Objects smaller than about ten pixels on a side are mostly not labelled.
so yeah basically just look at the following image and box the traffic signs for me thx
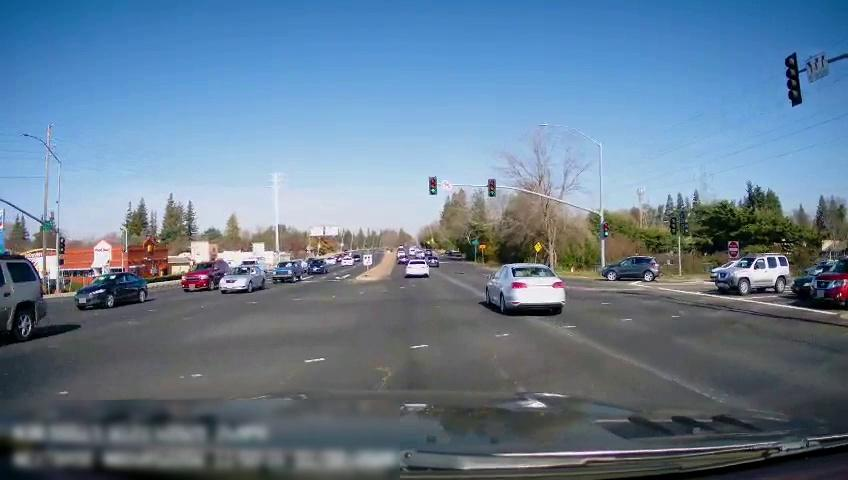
[362,254,372,266]
[805,55,829,81]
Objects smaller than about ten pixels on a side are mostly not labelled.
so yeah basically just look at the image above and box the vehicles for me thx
[428,257,440,268]
[403,259,430,279]
[484,264,567,315]
[790,264,833,297]
[295,258,310,274]
[272,261,302,284]
[600,255,659,283]
[180,261,226,292]
[71,272,148,311]
[414,249,425,259]
[307,259,329,276]
[710,261,738,272]
[325,256,337,266]
[709,255,792,297]
[807,258,848,310]
[341,257,353,267]
[219,264,266,295]
[0,253,46,345]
